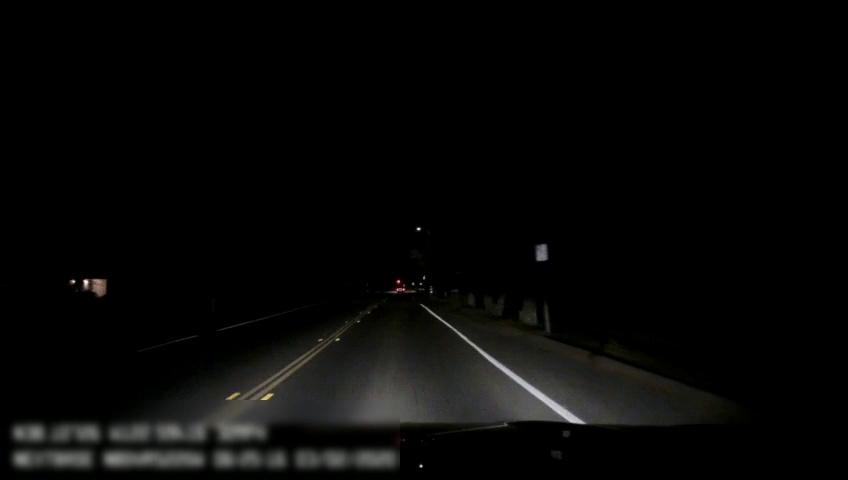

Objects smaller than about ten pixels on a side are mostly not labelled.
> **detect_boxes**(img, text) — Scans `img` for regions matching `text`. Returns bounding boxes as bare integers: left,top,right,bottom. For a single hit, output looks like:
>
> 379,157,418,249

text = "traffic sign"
536,243,548,261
